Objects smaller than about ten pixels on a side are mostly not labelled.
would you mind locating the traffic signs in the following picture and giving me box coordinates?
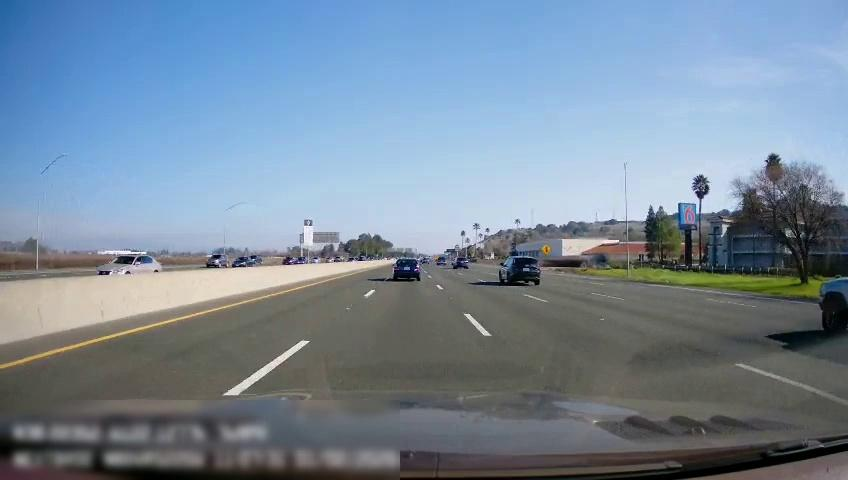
[540,244,552,256]
[300,231,339,243]
[303,218,314,245]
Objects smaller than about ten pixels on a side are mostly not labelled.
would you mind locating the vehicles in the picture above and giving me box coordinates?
[281,256,296,266]
[206,253,230,268]
[249,254,263,265]
[436,256,447,266]
[498,255,541,285]
[294,256,308,266]
[453,256,468,269]
[96,253,164,276]
[391,258,422,282]
[231,256,254,268]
